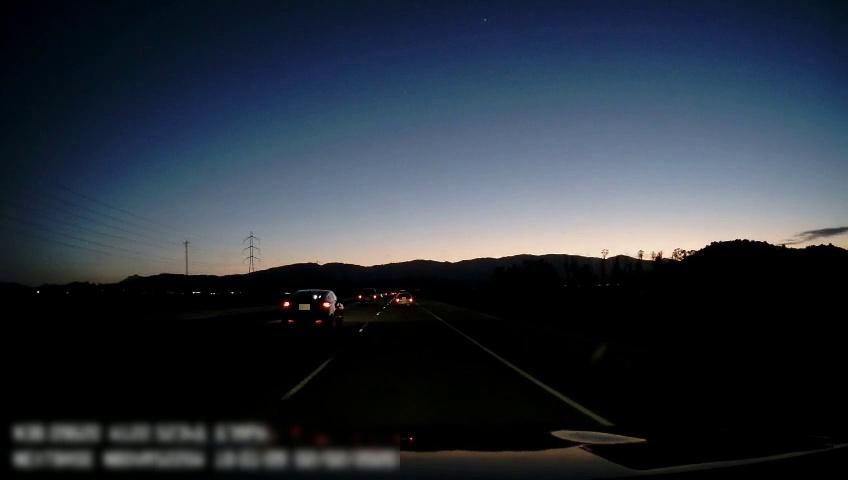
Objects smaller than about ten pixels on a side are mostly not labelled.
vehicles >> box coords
[359,288,379,304]
[280,288,346,334]
[395,290,414,305]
